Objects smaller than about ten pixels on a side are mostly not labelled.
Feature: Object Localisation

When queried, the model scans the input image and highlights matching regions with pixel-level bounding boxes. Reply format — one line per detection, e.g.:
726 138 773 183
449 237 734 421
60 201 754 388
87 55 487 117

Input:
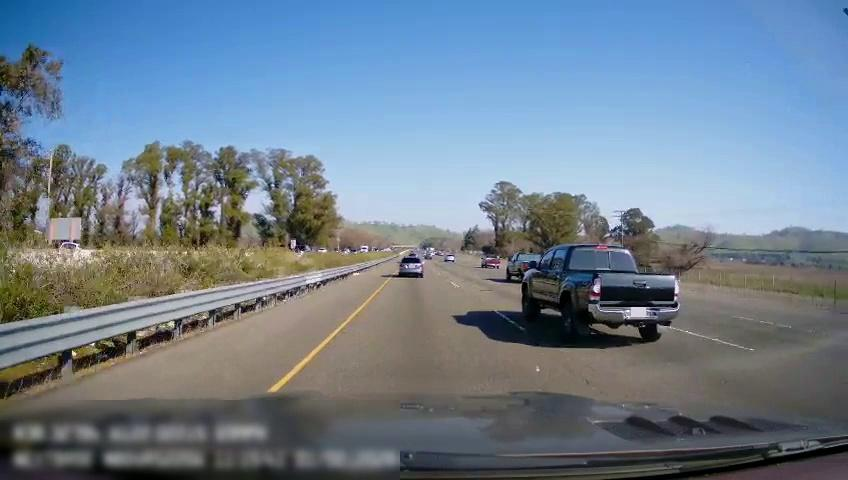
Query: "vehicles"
505 250 546 283
444 253 455 263
520 242 682 344
54 241 83 250
480 253 501 269
396 256 424 278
